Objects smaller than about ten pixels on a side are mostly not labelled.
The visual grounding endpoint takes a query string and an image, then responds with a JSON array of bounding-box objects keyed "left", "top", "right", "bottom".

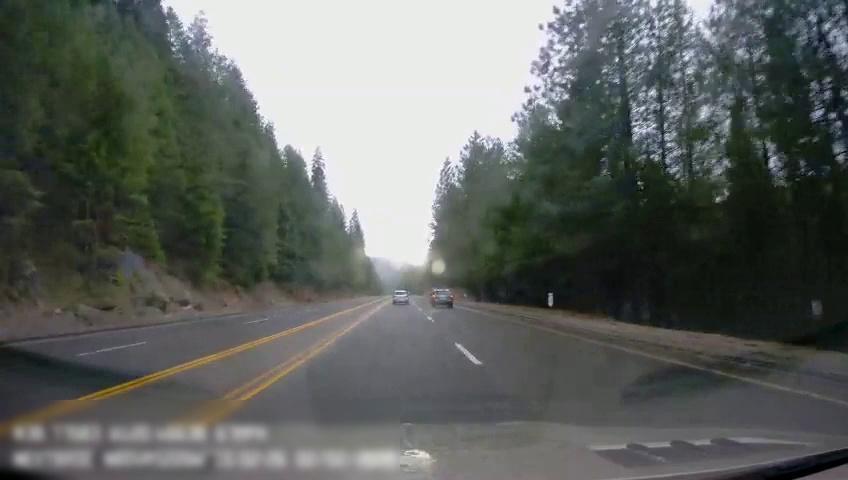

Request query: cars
[
  {"left": 430, "top": 288, "right": 453, "bottom": 307},
  {"left": 392, "top": 290, "right": 410, "bottom": 305}
]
